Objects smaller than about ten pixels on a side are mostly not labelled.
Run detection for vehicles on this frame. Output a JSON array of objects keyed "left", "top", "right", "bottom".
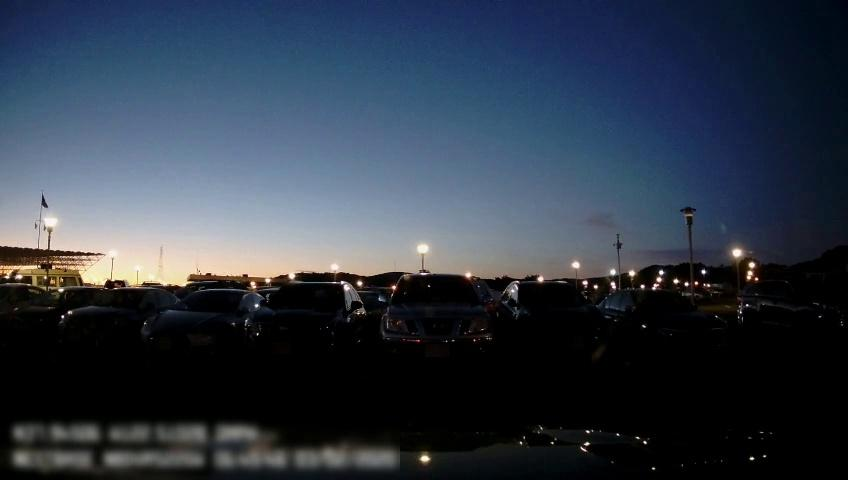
[
  {"left": 240, "top": 279, "right": 372, "bottom": 373},
  {"left": 3, "top": 288, "right": 109, "bottom": 337},
  {"left": 590, "top": 288, "right": 738, "bottom": 371},
  {"left": 137, "top": 288, "right": 266, "bottom": 365},
  {"left": 0, "top": 266, "right": 82, "bottom": 294},
  {"left": 52, "top": 287, "right": 179, "bottom": 355},
  {"left": 0, "top": 283, "right": 47, "bottom": 323},
  {"left": 491, "top": 278, "right": 614, "bottom": 366},
  {"left": 373, "top": 271, "right": 503, "bottom": 381},
  {"left": 102, "top": 279, "right": 129, "bottom": 290},
  {"left": 737, "top": 276, "right": 848, "bottom": 345}
]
